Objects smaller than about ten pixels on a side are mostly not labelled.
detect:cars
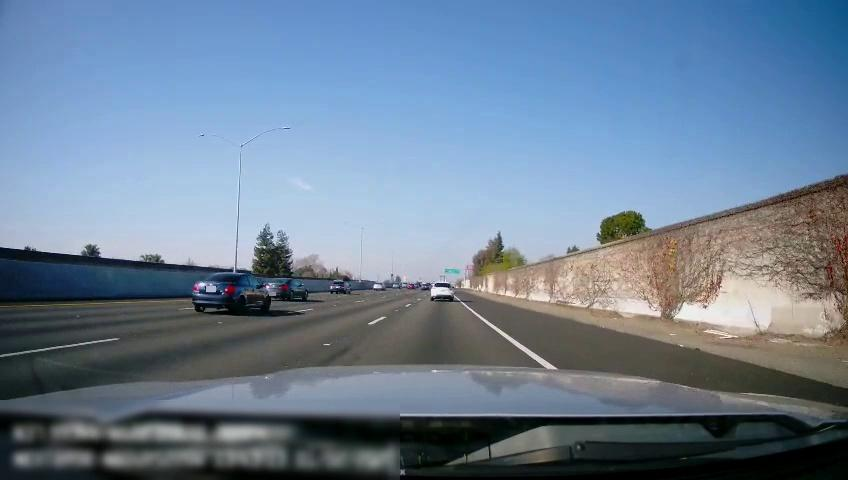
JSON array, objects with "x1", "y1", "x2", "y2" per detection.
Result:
[
  {"x1": 374, "y1": 283, "x2": 385, "y2": 291},
  {"x1": 329, "y1": 281, "x2": 352, "y2": 294},
  {"x1": 192, "y1": 272, "x2": 272, "y2": 315},
  {"x1": 265, "y1": 278, "x2": 309, "y2": 302}
]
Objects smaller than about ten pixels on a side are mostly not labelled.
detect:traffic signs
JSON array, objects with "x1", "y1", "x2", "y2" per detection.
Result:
[{"x1": 448, "y1": 268, "x2": 463, "y2": 275}]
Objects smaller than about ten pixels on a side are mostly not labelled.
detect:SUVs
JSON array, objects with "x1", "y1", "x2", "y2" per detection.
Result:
[{"x1": 430, "y1": 281, "x2": 455, "y2": 301}]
